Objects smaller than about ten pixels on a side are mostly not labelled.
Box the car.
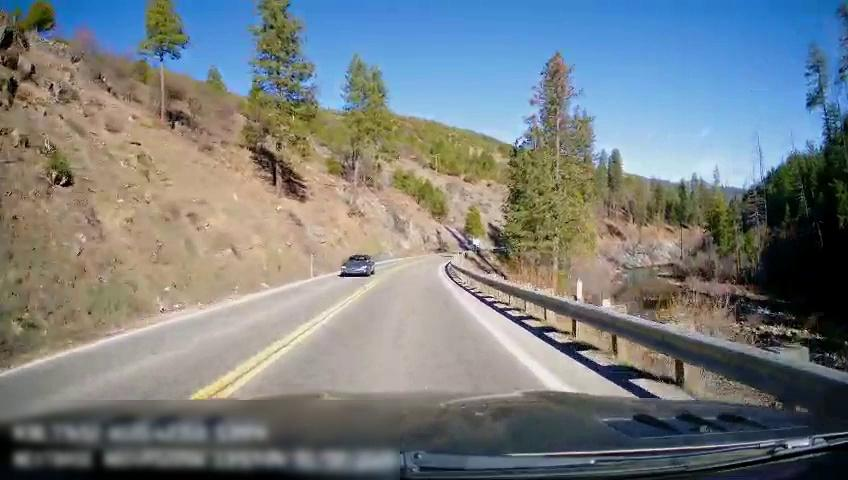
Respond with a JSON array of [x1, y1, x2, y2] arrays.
[[336, 255, 376, 278]]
